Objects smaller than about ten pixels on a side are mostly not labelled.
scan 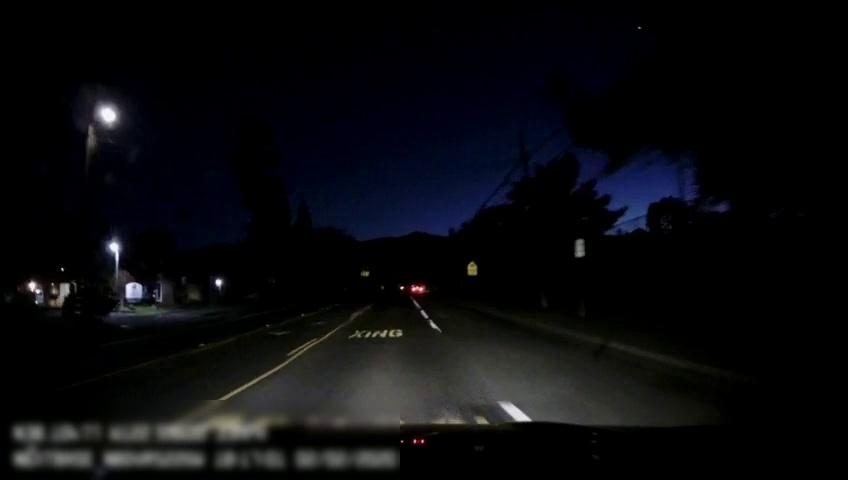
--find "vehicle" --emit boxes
[411,282,426,294]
